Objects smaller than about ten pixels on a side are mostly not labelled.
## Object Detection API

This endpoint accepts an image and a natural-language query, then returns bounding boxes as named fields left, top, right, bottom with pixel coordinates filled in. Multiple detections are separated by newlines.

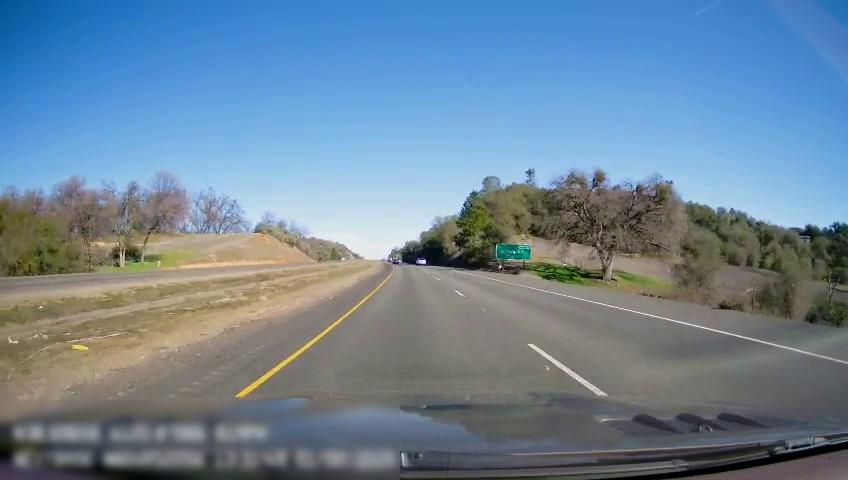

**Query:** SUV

left=416, top=258, right=427, bottom=266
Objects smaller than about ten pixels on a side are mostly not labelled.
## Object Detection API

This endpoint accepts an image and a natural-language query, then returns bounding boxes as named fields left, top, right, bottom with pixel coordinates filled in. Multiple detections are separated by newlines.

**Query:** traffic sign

left=496, top=243, right=534, bottom=261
